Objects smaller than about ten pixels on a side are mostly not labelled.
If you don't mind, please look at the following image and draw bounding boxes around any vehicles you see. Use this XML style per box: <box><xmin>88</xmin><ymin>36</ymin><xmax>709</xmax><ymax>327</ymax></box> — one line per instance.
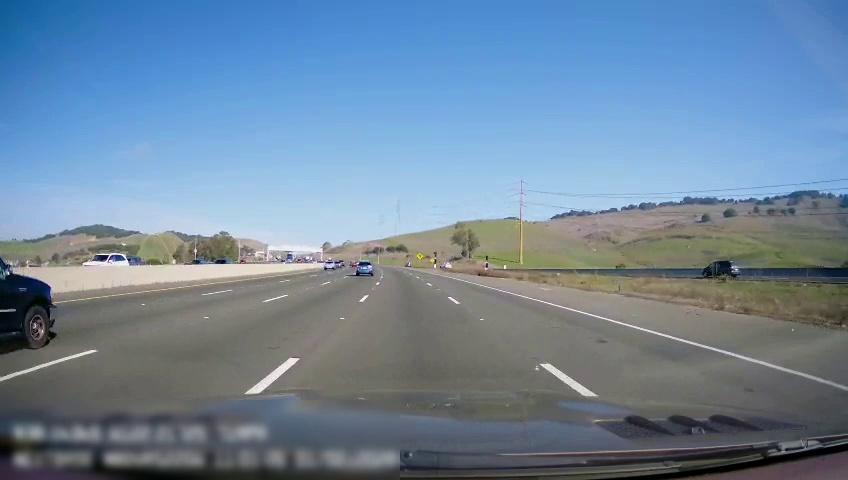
<box><xmin>356</xmin><ymin>262</ymin><xmax>374</xmax><ymax>276</ymax></box>
<box><xmin>701</xmin><ymin>259</ymin><xmax>740</xmax><ymax>279</ymax></box>
<box><xmin>214</xmin><ymin>259</ymin><xmax>227</xmax><ymax>264</ymax></box>
<box><xmin>0</xmin><ymin>253</ymin><xmax>59</xmax><ymax>350</ymax></box>
<box><xmin>81</xmin><ymin>253</ymin><xmax>130</xmax><ymax>268</ymax></box>
<box><xmin>125</xmin><ymin>255</ymin><xmax>148</xmax><ymax>266</ymax></box>
<box><xmin>191</xmin><ymin>258</ymin><xmax>209</xmax><ymax>265</ymax></box>
<box><xmin>439</xmin><ymin>261</ymin><xmax>452</xmax><ymax>269</ymax></box>
<box><xmin>324</xmin><ymin>260</ymin><xmax>336</xmax><ymax>271</ymax></box>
